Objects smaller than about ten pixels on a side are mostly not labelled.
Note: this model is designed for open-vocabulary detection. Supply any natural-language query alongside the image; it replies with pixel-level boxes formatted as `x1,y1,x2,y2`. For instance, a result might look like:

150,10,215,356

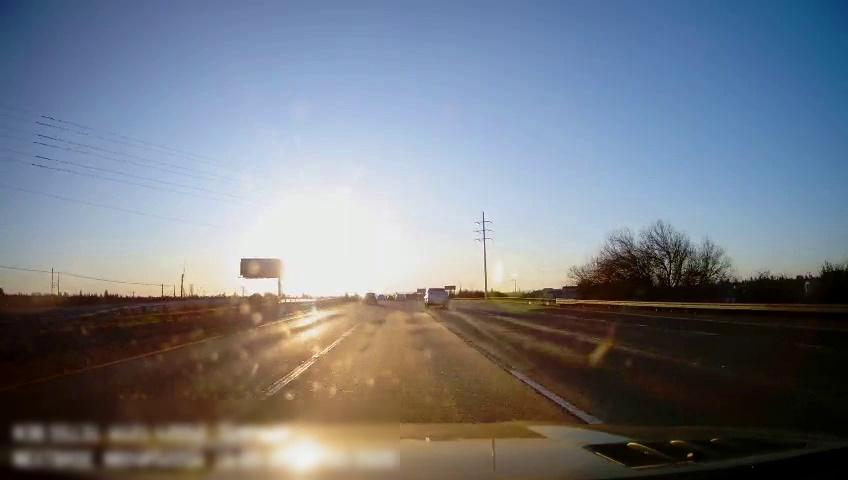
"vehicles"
394,292,408,302
423,286,450,309
363,292,379,305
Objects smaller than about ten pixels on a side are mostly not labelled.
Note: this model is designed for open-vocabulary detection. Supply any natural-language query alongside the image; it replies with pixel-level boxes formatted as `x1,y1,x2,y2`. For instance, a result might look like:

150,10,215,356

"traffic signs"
417,288,428,294
445,285,456,291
